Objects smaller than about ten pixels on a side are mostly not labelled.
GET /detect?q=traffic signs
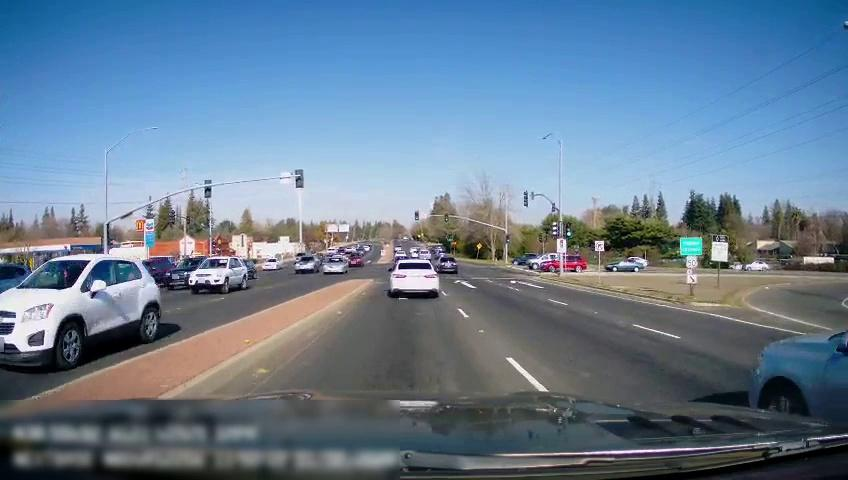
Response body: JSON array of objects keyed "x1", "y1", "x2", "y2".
[
  {"x1": 594, "y1": 240, "x2": 605, "y2": 252},
  {"x1": 679, "y1": 237, "x2": 702, "y2": 255}
]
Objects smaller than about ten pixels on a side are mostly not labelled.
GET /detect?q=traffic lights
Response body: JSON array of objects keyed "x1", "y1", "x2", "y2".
[
  {"x1": 564, "y1": 223, "x2": 572, "y2": 237},
  {"x1": 523, "y1": 192, "x2": 530, "y2": 207},
  {"x1": 204, "y1": 179, "x2": 212, "y2": 199},
  {"x1": 414, "y1": 210, "x2": 420, "y2": 221},
  {"x1": 295, "y1": 168, "x2": 304, "y2": 189},
  {"x1": 552, "y1": 221, "x2": 559, "y2": 236}
]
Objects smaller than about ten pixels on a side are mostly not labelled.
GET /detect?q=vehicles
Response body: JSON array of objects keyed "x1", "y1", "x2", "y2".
[
  {"x1": 188, "y1": 256, "x2": 248, "y2": 295},
  {"x1": 295, "y1": 256, "x2": 321, "y2": 274},
  {"x1": 437, "y1": 257, "x2": 459, "y2": 274},
  {"x1": 525, "y1": 253, "x2": 557, "y2": 270},
  {"x1": 510, "y1": 252, "x2": 540, "y2": 267},
  {"x1": 0, "y1": 254, "x2": 163, "y2": 372},
  {"x1": 604, "y1": 258, "x2": 645, "y2": 273},
  {"x1": 418, "y1": 249, "x2": 432, "y2": 259},
  {"x1": 388, "y1": 259, "x2": 440, "y2": 298},
  {"x1": 242, "y1": 259, "x2": 257, "y2": 281},
  {"x1": 323, "y1": 257, "x2": 348, "y2": 276},
  {"x1": 0, "y1": 262, "x2": 31, "y2": 295},
  {"x1": 742, "y1": 260, "x2": 768, "y2": 272},
  {"x1": 139, "y1": 255, "x2": 177, "y2": 288},
  {"x1": 261, "y1": 257, "x2": 281, "y2": 272},
  {"x1": 167, "y1": 256, "x2": 206, "y2": 290},
  {"x1": 729, "y1": 262, "x2": 743, "y2": 272},
  {"x1": 540, "y1": 254, "x2": 588, "y2": 272},
  {"x1": 751, "y1": 330, "x2": 848, "y2": 417},
  {"x1": 628, "y1": 256, "x2": 648, "y2": 267}
]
